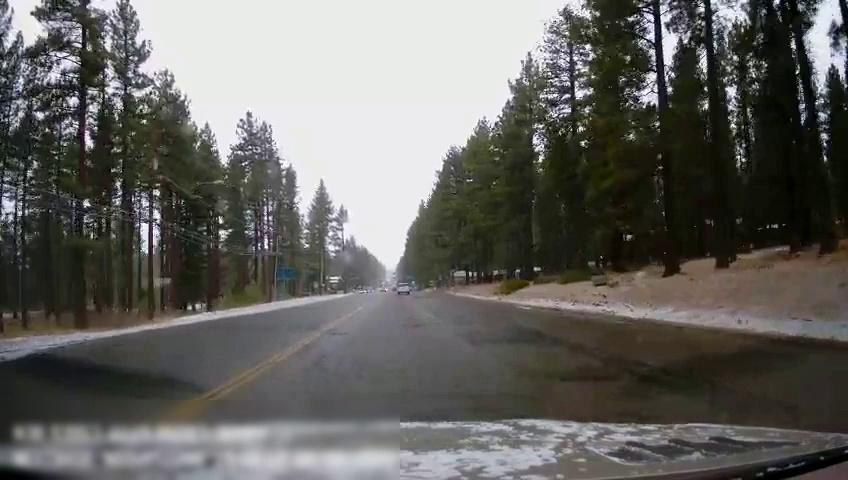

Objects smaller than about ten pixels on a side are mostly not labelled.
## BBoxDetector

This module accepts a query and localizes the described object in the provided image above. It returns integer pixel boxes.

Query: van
[396,282,411,295]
